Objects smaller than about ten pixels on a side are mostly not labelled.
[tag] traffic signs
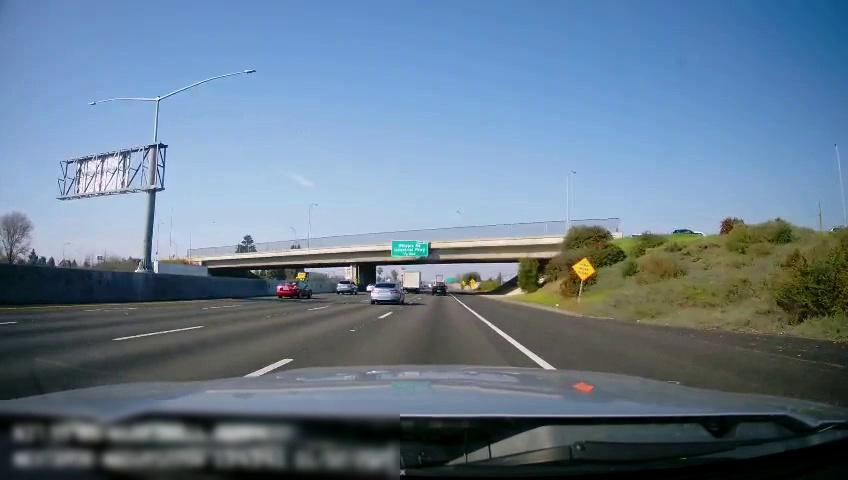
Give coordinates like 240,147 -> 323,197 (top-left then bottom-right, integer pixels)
390,240 -> 429,258
572,257 -> 596,282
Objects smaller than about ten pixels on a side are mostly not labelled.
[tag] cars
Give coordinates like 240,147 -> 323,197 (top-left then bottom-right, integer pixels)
276,279 -> 313,300
370,281 -> 408,306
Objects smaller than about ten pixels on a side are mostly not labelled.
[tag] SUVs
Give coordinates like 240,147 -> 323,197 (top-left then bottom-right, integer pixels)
335,279 -> 359,295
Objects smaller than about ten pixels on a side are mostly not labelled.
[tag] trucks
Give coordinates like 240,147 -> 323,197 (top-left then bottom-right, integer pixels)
402,271 -> 422,295
432,282 -> 446,296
